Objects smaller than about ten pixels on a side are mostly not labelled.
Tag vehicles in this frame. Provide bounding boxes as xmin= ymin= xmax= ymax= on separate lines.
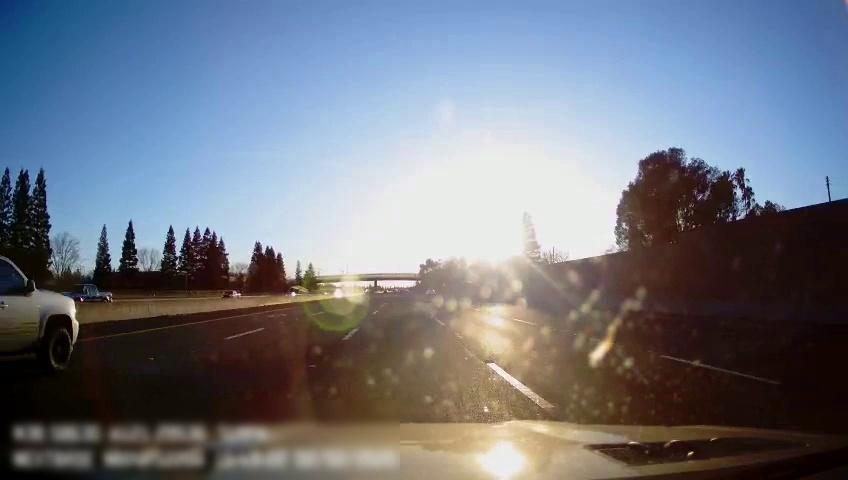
xmin=424 ymin=289 xmax=436 ymax=298
xmin=0 ymin=254 xmax=80 ymax=376
xmin=222 ymin=290 xmax=243 ymax=298
xmin=60 ymin=283 xmax=113 ymax=303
